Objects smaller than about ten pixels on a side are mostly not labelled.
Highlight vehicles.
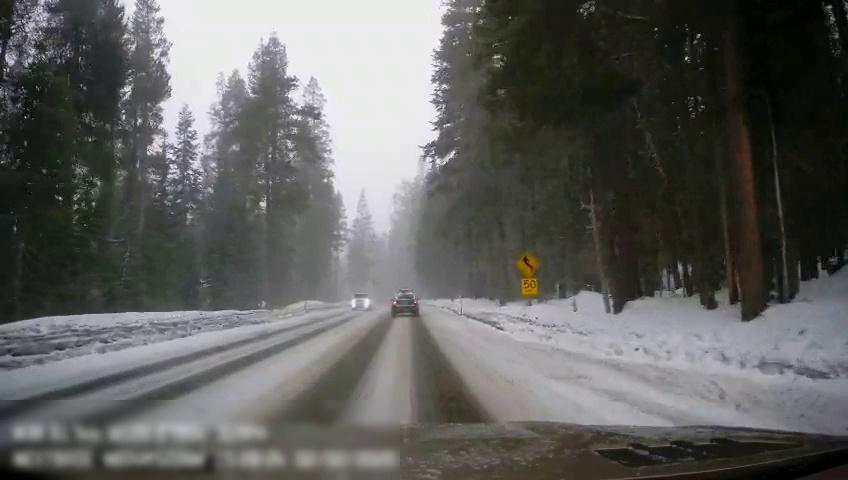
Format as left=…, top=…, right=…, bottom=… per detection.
left=391, top=287, right=421, bottom=317
left=351, top=292, right=372, bottom=310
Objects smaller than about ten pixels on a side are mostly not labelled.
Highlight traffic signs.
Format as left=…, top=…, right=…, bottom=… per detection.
left=520, top=278, right=539, bottom=297
left=516, top=250, right=540, bottom=278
